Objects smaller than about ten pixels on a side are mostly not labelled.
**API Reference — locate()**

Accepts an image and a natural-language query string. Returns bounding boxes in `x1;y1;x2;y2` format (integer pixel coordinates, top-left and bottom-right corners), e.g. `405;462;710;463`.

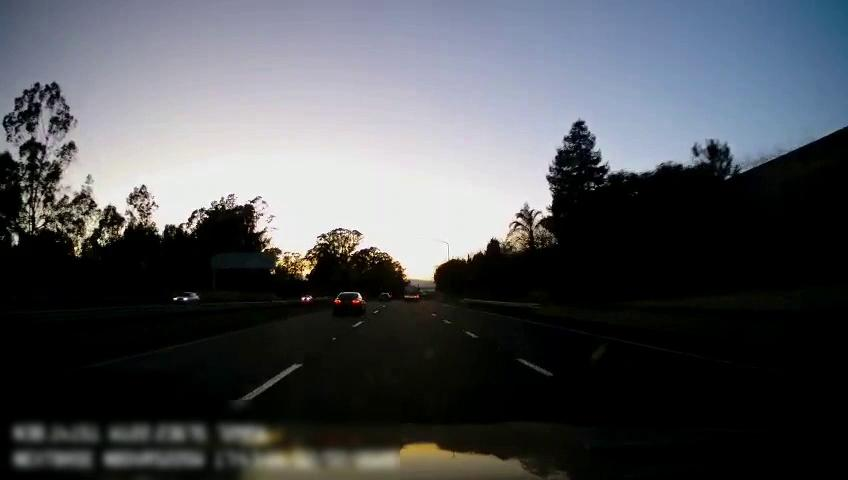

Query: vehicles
405;286;420;300
301;294;313;303
332;291;369;318
379;292;390;301
171;292;200;302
